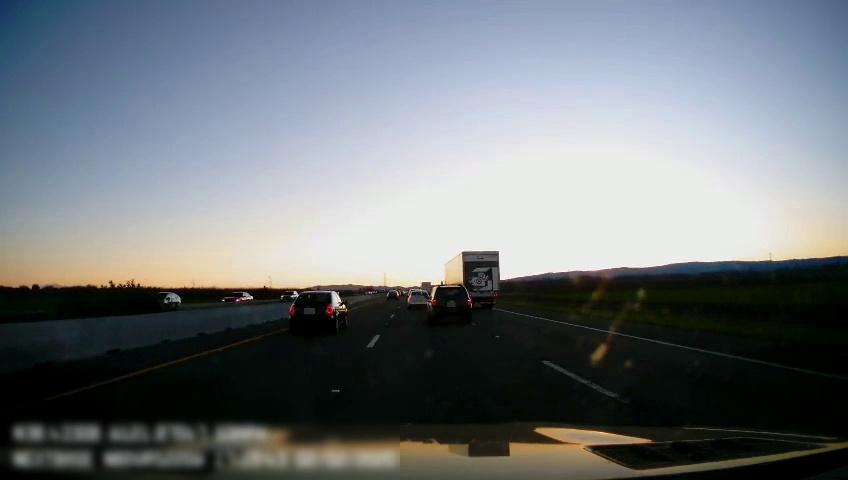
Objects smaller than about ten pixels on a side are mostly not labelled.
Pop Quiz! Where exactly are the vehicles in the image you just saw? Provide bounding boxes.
[440,250,501,310]
[407,289,429,309]
[221,291,254,304]
[421,281,431,295]
[386,290,400,301]
[279,290,301,302]
[427,284,473,323]
[288,290,350,335]
[152,292,182,305]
